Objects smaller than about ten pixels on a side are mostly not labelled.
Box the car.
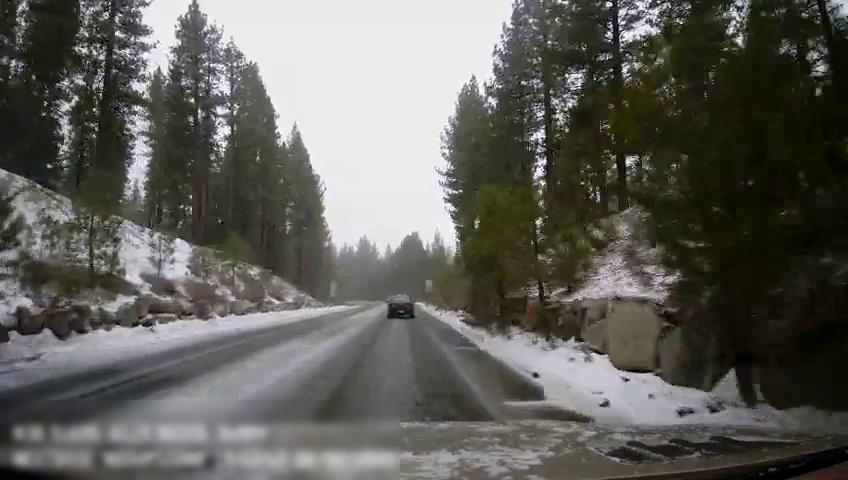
[387,296,416,319]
